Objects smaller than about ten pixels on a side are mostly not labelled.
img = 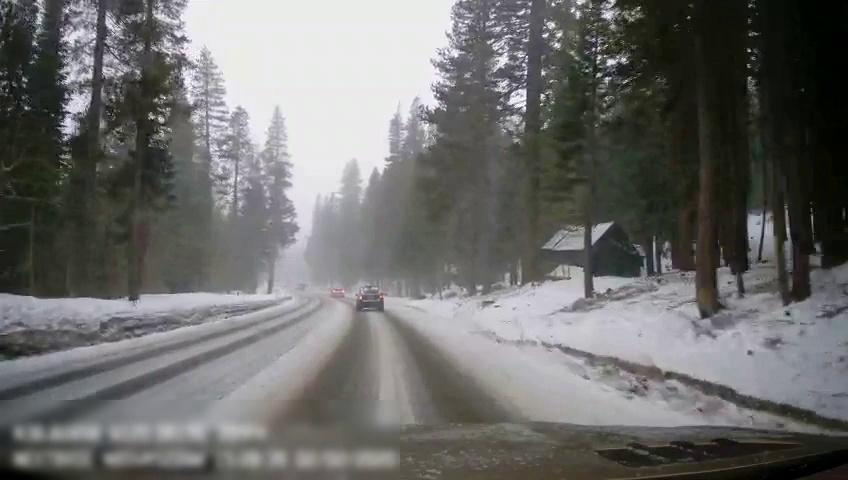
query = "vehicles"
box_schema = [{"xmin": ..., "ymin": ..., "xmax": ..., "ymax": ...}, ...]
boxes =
[
  {"xmin": 330, "ymin": 287, "xmax": 345, "ymax": 298},
  {"xmin": 355, "ymin": 286, "xmax": 385, "ymax": 312},
  {"xmin": 295, "ymin": 283, "xmax": 306, "ymax": 291}
]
